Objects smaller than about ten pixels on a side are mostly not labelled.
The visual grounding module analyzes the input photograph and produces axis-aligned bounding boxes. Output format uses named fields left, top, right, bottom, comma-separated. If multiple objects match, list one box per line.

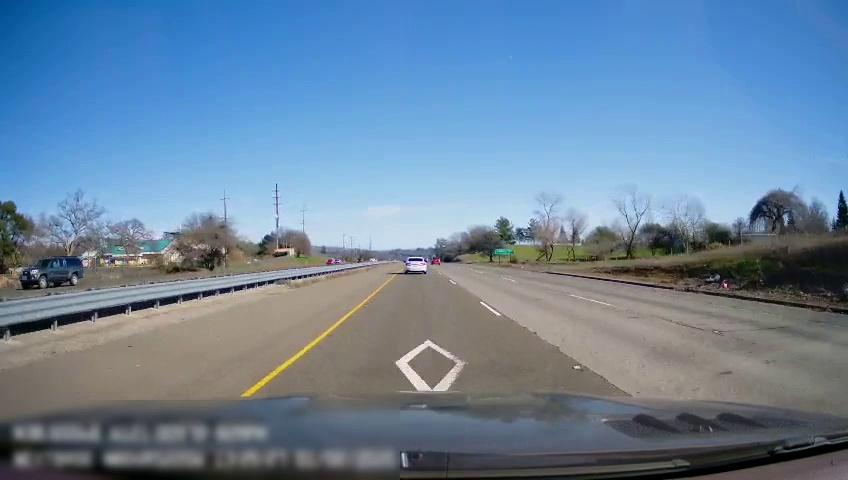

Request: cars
left=430, top=257, right=441, bottom=265
left=402, top=257, right=427, bottom=275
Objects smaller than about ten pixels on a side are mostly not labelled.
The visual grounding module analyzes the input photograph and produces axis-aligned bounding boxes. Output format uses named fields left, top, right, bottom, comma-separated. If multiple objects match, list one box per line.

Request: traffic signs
left=494, top=248, right=512, bottom=256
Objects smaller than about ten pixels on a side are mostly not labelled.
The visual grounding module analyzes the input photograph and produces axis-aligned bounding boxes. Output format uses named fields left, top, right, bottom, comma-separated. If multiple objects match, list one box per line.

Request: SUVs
left=19, top=255, right=85, bottom=290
